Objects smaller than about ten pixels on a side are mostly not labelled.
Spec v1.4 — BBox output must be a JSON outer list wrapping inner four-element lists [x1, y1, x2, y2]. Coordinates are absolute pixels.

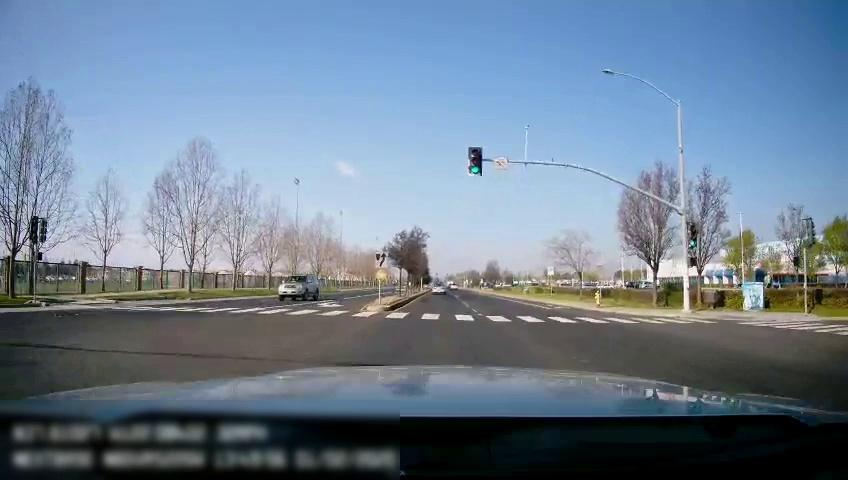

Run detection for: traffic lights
[[804, 215, 818, 248], [39, 217, 49, 243], [686, 219, 699, 250], [466, 145, 484, 177], [686, 254, 699, 269], [28, 215, 39, 245]]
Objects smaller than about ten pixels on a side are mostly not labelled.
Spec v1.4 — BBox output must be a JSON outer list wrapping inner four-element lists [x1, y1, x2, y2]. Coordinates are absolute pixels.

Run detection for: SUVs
[[278, 274, 321, 301]]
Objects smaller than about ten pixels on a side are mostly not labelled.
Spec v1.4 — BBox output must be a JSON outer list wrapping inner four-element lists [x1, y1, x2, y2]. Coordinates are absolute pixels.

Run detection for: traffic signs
[[374, 269, 385, 281], [374, 250, 387, 269], [496, 158, 513, 169]]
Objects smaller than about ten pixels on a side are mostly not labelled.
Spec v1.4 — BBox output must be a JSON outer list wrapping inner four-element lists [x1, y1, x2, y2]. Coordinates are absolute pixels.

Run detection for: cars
[[431, 284, 447, 295]]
